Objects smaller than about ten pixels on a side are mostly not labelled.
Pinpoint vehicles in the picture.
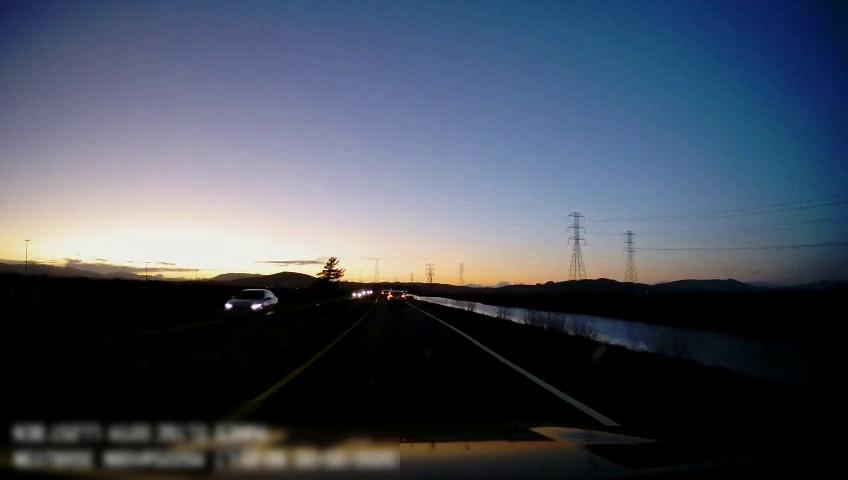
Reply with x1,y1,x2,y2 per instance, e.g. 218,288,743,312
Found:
388,290,406,304
225,289,279,321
